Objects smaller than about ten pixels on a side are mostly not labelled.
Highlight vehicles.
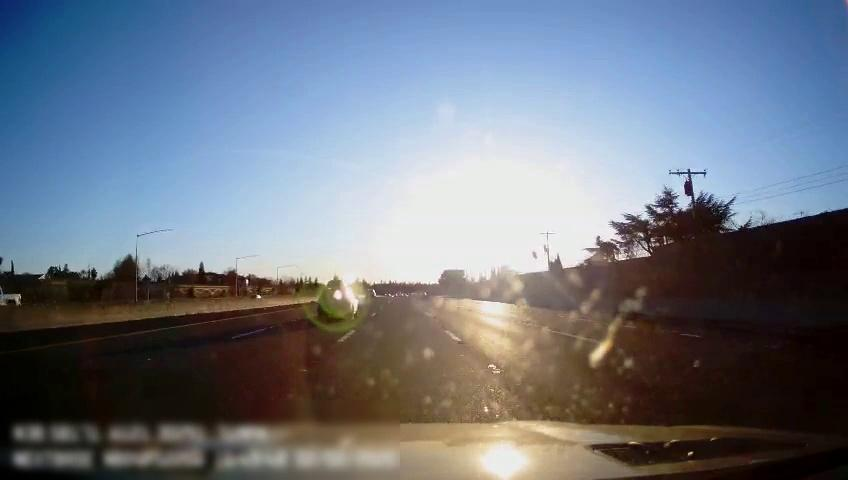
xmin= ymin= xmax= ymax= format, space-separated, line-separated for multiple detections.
xmin=315 ymin=278 xmax=360 ymax=324
xmin=0 ymin=286 xmax=22 ymax=307
xmin=249 ymin=293 xmax=263 ymax=300
xmin=365 ymin=289 xmax=377 ymax=299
